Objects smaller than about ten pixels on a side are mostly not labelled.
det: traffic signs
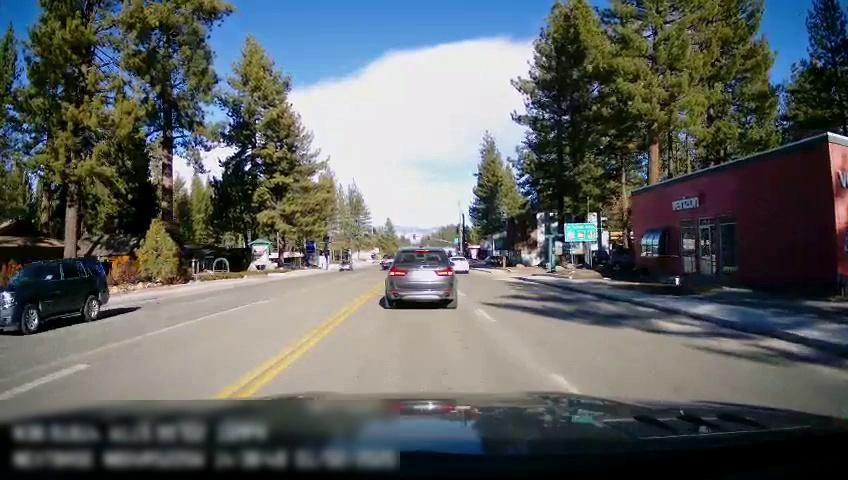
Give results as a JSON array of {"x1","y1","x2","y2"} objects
[{"x1": 563, "y1": 221, "x2": 596, "y2": 242}]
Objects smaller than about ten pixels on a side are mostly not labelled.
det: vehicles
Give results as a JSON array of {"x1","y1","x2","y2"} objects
[
  {"x1": 378, "y1": 254, "x2": 395, "y2": 268},
  {"x1": 383, "y1": 249, "x2": 457, "y2": 311},
  {"x1": 0, "y1": 258, "x2": 108, "y2": 336},
  {"x1": 338, "y1": 261, "x2": 353, "y2": 272},
  {"x1": 450, "y1": 256, "x2": 470, "y2": 274}
]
